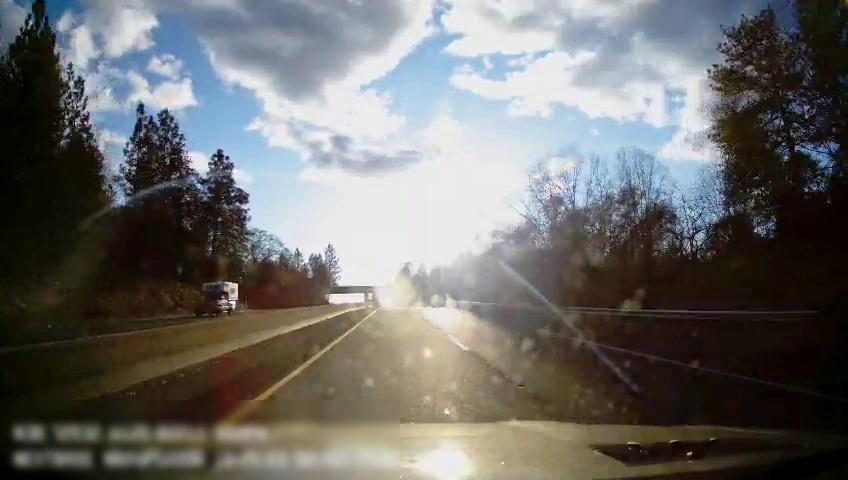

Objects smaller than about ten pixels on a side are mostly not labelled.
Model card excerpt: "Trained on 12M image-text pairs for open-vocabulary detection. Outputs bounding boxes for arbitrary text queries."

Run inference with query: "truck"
[194,281,239,317]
